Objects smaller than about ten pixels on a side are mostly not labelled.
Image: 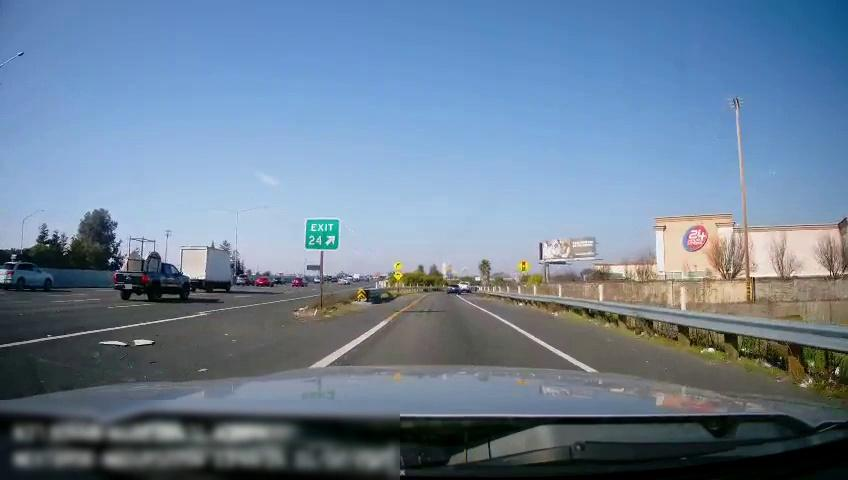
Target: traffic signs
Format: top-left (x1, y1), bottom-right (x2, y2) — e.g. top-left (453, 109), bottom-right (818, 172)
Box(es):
top-left (304, 218), bottom-right (341, 250)
top-left (357, 287), bottom-right (366, 301)
top-left (517, 257), bottom-right (531, 273)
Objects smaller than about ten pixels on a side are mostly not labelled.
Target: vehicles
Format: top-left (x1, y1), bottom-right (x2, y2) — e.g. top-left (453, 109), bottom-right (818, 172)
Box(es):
top-left (0, 262), bottom-right (55, 292)
top-left (112, 263), bottom-right (192, 303)
top-left (291, 278), bottom-right (305, 288)
top-left (236, 273), bottom-right (255, 287)
top-left (255, 276), bottom-right (274, 288)
top-left (181, 246), bottom-right (232, 293)
top-left (456, 281), bottom-right (472, 294)
top-left (448, 285), bottom-right (461, 294)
